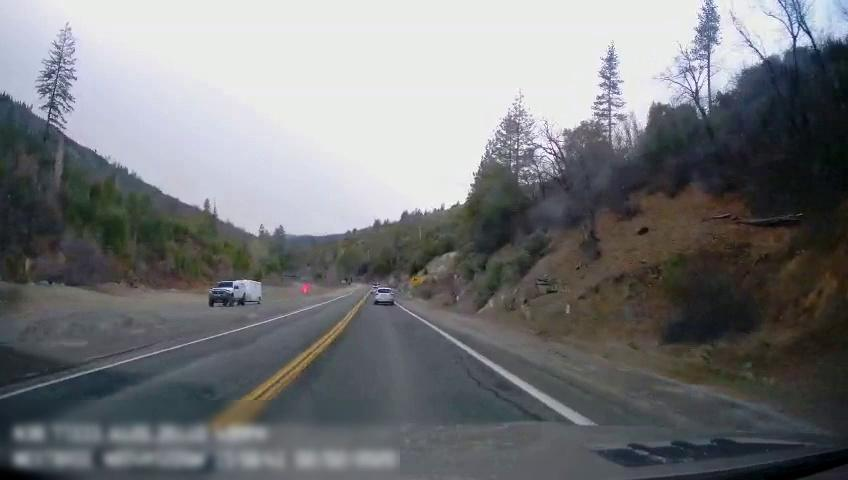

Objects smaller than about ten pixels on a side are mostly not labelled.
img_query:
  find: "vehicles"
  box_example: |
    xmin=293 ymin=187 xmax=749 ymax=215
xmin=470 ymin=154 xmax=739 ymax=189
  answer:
xmin=208 ymin=280 xmax=262 ymax=307
xmin=374 ymin=287 xmax=394 ymax=305
xmin=370 ymin=286 xmax=378 ymax=295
